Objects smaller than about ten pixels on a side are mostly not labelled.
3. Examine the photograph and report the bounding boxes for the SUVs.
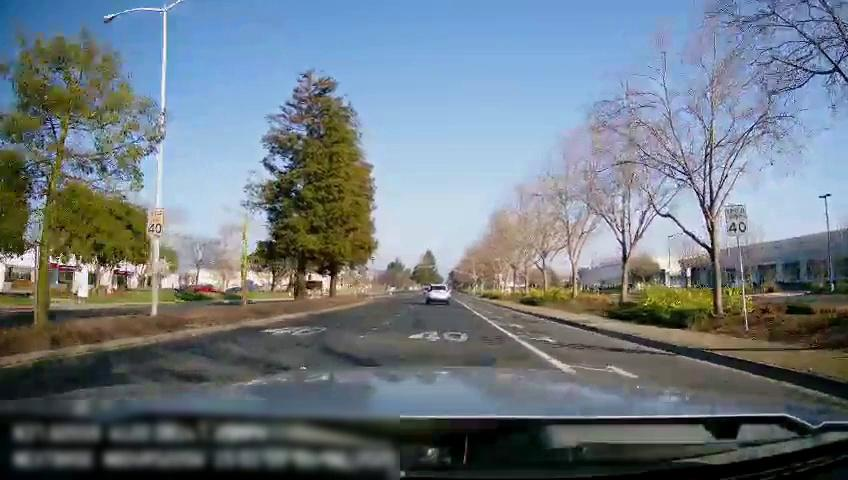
[425,284,451,307]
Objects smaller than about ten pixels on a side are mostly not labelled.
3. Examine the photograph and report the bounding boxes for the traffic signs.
[722,204,751,239]
[144,207,164,239]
